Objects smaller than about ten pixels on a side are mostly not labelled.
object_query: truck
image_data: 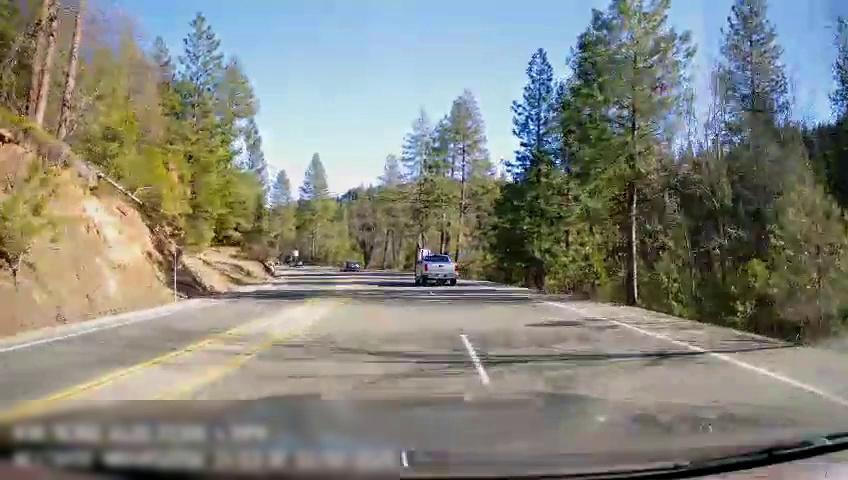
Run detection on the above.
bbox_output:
[414,254,457,286]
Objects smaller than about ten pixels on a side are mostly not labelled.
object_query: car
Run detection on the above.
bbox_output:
[342,261,361,273]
